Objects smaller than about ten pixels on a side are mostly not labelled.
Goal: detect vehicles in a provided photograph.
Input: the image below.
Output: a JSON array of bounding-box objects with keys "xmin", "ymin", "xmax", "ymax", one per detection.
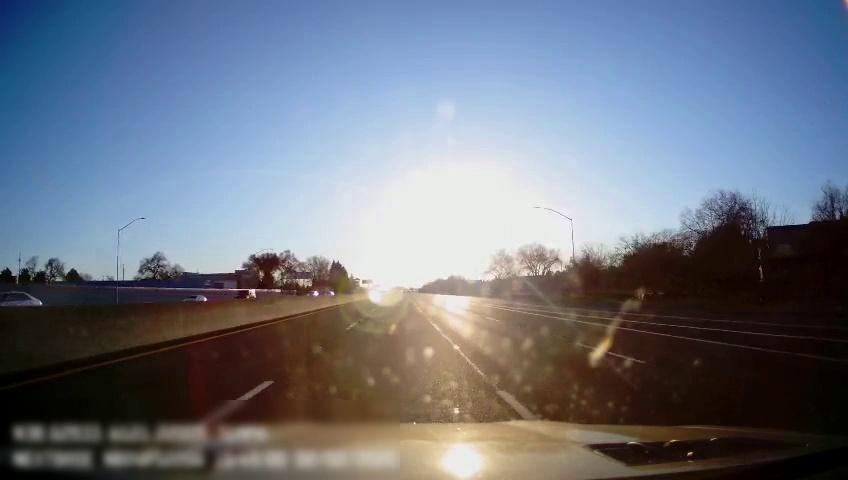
[
  {"xmin": 233, "ymin": 290, "xmax": 257, "ymax": 302},
  {"xmin": 324, "ymin": 291, "xmax": 335, "ymax": 297},
  {"xmin": 0, "ymin": 292, "xmax": 42, "ymax": 309},
  {"xmin": 307, "ymin": 291, "xmax": 319, "ymax": 298},
  {"xmin": 183, "ymin": 295, "xmax": 207, "ymax": 304}
]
